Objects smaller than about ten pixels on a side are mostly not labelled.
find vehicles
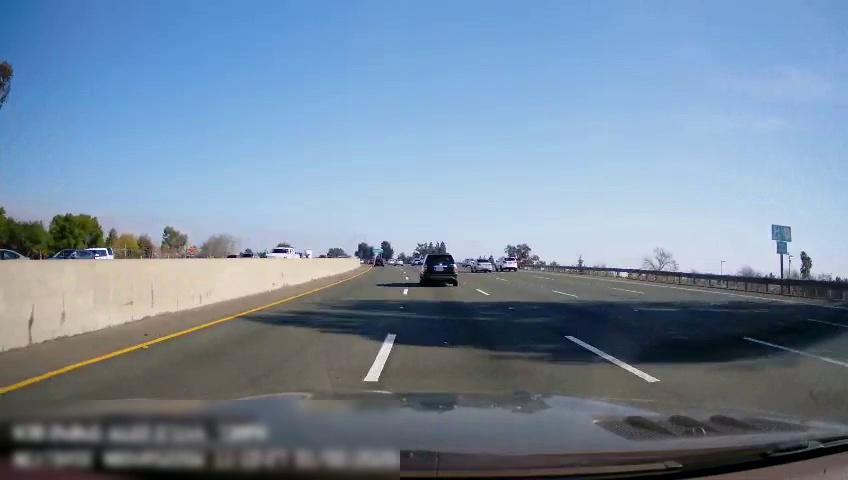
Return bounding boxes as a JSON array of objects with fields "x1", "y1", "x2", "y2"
[
  {"x1": 239, "y1": 253, "x2": 261, "y2": 258},
  {"x1": 393, "y1": 257, "x2": 404, "y2": 267},
  {"x1": 0, "y1": 248, "x2": 31, "y2": 261},
  {"x1": 461, "y1": 258, "x2": 475, "y2": 267},
  {"x1": 225, "y1": 254, "x2": 240, "y2": 258},
  {"x1": 305, "y1": 249, "x2": 313, "y2": 259},
  {"x1": 471, "y1": 259, "x2": 493, "y2": 273},
  {"x1": 266, "y1": 247, "x2": 301, "y2": 258},
  {"x1": 49, "y1": 249, "x2": 96, "y2": 260},
  {"x1": 418, "y1": 254, "x2": 458, "y2": 288},
  {"x1": 85, "y1": 247, "x2": 115, "y2": 259},
  {"x1": 495, "y1": 256, "x2": 518, "y2": 272},
  {"x1": 374, "y1": 258, "x2": 385, "y2": 267}
]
